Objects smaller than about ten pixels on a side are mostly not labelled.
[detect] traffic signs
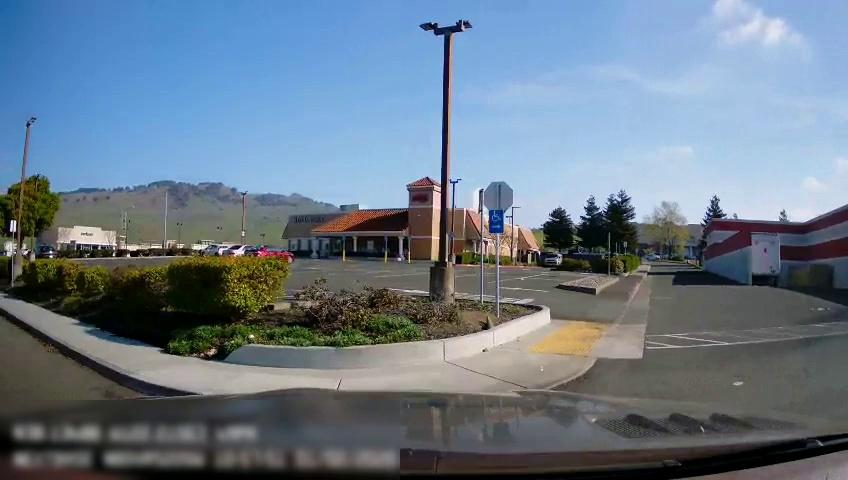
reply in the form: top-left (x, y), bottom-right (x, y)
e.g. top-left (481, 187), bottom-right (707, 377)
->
top-left (488, 208), bottom-right (505, 234)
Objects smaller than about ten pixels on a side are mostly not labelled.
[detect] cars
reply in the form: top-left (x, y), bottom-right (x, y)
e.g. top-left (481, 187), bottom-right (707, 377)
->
top-left (34, 245), bottom-right (58, 260)
top-left (199, 242), bottom-right (231, 258)
top-left (223, 243), bottom-right (247, 257)
top-left (242, 244), bottom-right (294, 263)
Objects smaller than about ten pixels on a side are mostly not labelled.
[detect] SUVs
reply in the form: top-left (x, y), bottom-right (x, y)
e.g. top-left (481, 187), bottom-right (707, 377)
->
top-left (544, 253), bottom-right (562, 267)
